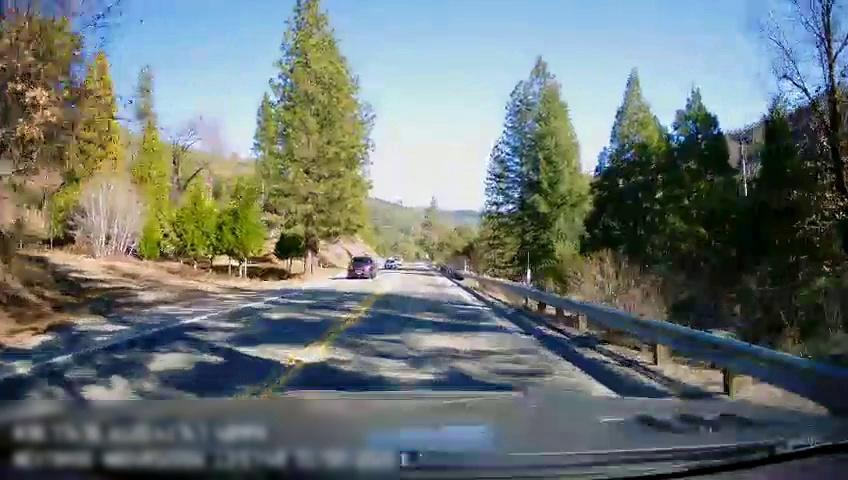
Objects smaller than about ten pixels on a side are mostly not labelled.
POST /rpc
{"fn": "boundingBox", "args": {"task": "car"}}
[344,256,378,280]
